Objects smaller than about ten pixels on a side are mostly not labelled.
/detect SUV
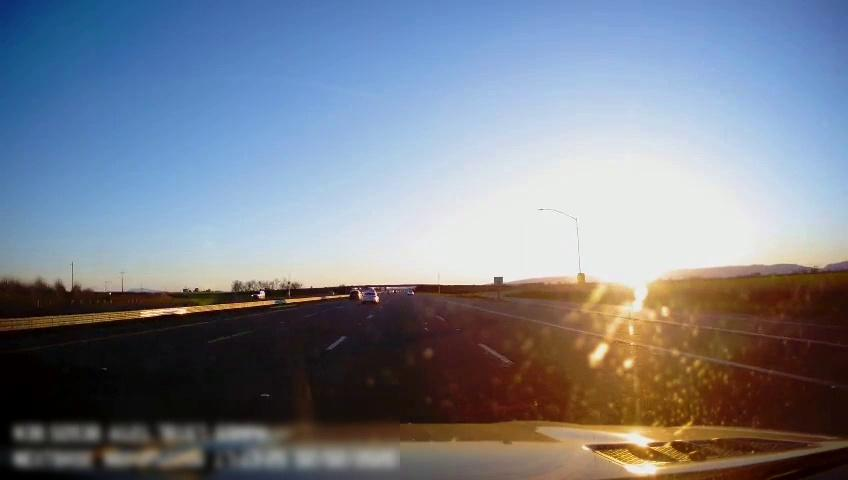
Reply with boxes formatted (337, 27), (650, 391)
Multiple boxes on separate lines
(349, 290), (362, 300)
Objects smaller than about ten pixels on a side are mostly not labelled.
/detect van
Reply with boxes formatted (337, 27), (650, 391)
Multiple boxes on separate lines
(250, 291), (266, 301)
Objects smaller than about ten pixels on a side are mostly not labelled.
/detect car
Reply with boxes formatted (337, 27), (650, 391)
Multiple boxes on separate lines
(361, 291), (379, 305)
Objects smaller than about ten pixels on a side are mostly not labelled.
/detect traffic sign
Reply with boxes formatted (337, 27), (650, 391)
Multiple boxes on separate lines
(494, 276), (504, 287)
